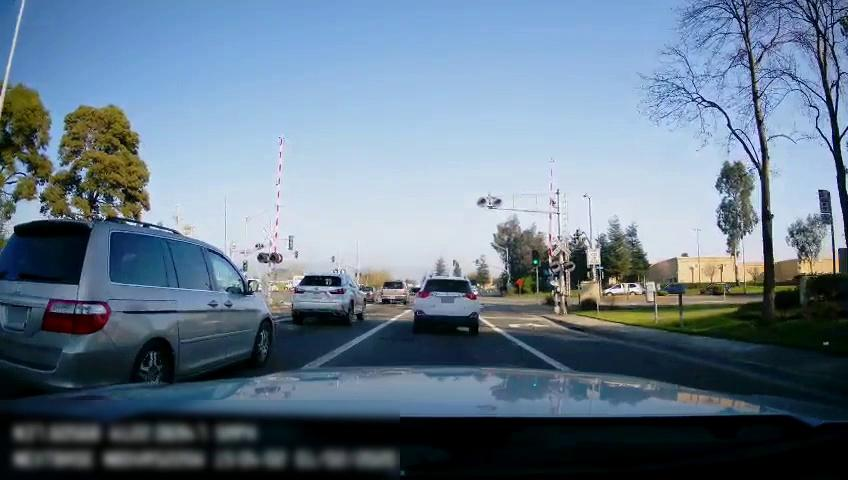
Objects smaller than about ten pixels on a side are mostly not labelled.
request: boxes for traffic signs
[587,247,601,265]
[817,189,833,214]
[821,214,833,224]
[551,237,570,257]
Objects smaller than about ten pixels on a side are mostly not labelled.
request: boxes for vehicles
[413,275,481,336]
[357,286,378,304]
[289,273,368,326]
[605,282,643,297]
[0,216,273,392]
[701,285,733,295]
[380,279,410,304]
[657,284,688,297]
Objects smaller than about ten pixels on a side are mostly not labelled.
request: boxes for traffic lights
[563,262,576,272]
[242,262,248,273]
[531,247,539,265]
[288,234,296,251]
[572,229,581,244]
[549,262,561,273]
[256,252,270,264]
[269,252,283,264]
